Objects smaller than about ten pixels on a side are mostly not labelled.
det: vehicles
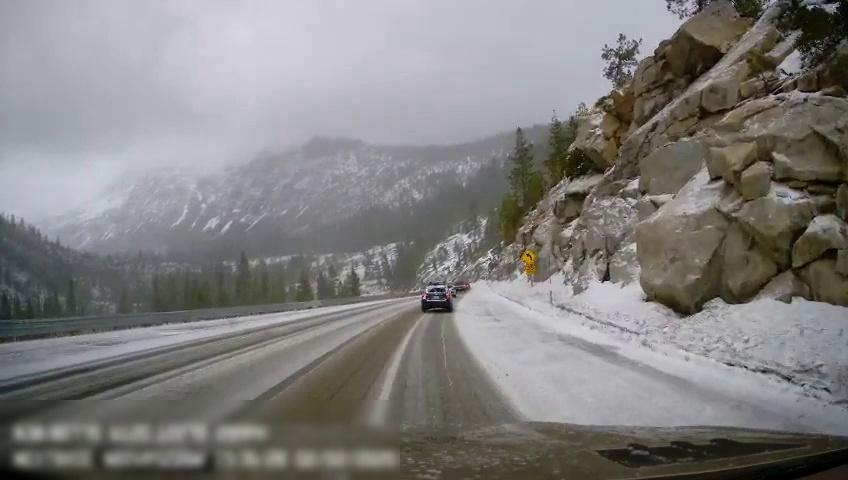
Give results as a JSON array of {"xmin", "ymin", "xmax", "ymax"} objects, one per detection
[
  {"xmin": 438, "ymin": 282, "xmax": 457, "ymax": 298},
  {"xmin": 421, "ymin": 280, "xmax": 455, "ymax": 314},
  {"xmin": 453, "ymin": 281, "xmax": 467, "ymax": 295}
]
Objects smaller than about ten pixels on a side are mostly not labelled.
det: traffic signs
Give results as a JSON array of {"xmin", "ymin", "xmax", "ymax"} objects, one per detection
[
  {"xmin": 520, "ymin": 247, "xmax": 537, "ymax": 265},
  {"xmin": 525, "ymin": 264, "xmax": 538, "ymax": 276}
]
